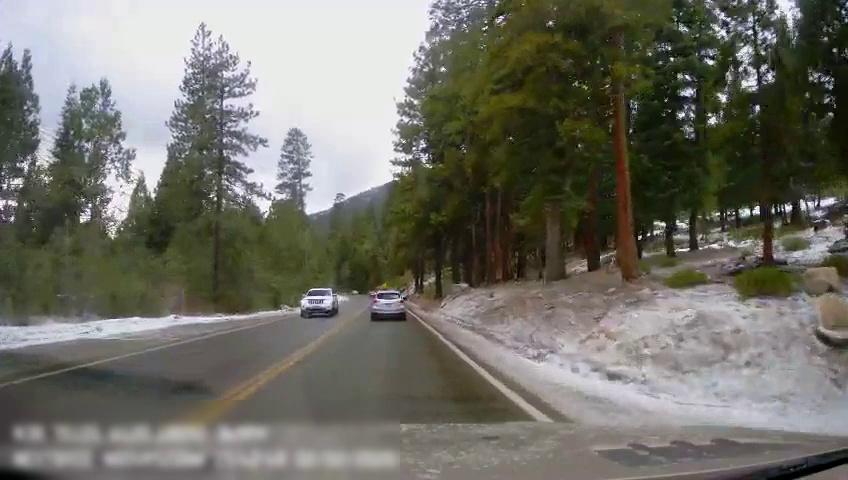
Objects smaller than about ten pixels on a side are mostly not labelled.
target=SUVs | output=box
[370,291,407,322]
[300,288,339,319]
